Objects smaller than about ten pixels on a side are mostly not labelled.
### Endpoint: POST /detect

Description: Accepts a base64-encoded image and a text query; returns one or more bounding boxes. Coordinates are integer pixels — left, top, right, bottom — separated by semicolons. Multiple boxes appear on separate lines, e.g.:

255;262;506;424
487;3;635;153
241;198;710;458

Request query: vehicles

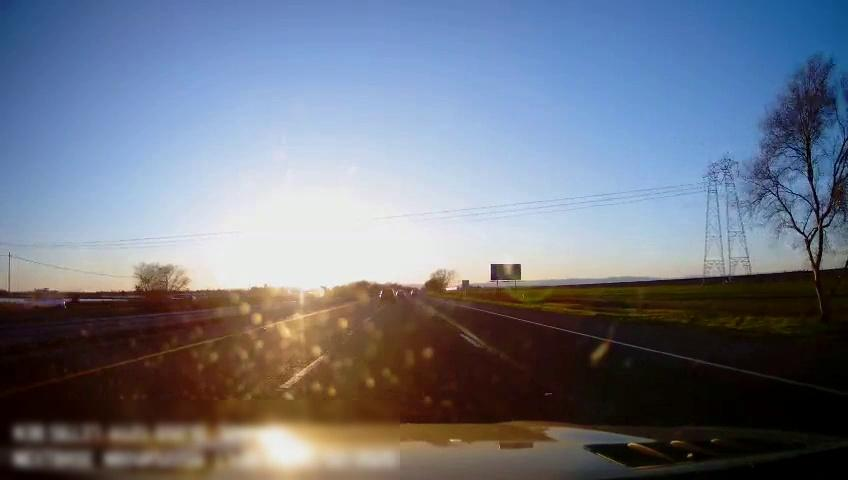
33;291;65;309
380;289;395;303
173;293;196;303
